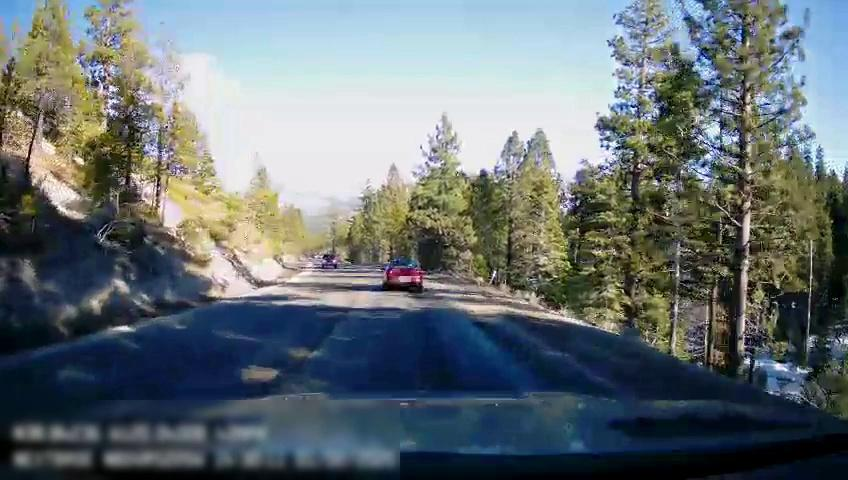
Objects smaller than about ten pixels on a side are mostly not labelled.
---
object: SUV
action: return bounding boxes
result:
[322,254,338,269]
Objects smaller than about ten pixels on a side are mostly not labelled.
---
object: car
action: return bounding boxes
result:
[383,257,424,291]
